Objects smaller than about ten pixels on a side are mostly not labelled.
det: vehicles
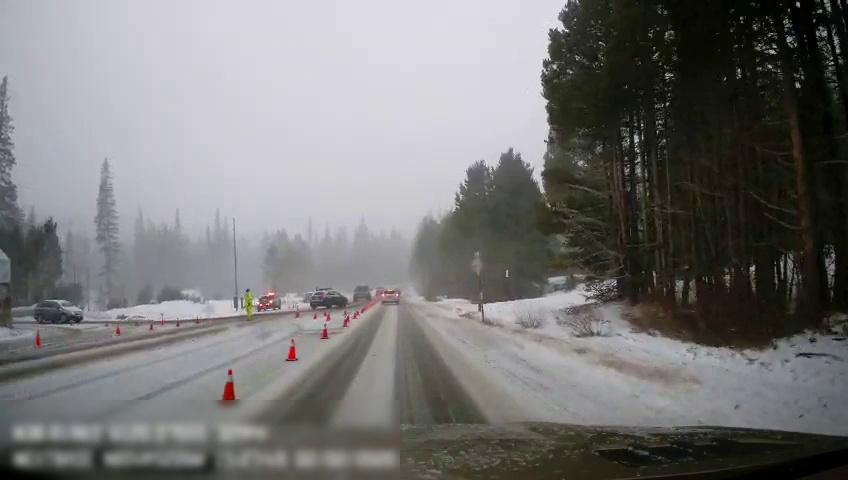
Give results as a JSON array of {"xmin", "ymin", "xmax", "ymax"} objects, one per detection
[
  {"xmin": 380, "ymin": 288, "xmax": 401, "ymax": 305},
  {"xmin": 256, "ymin": 294, "xmax": 282, "ymax": 312},
  {"xmin": 309, "ymin": 287, "xmax": 350, "ymax": 311},
  {"xmin": 33, "ymin": 299, "xmax": 84, "ymax": 324},
  {"xmin": 353, "ymin": 285, "xmax": 373, "ymax": 302},
  {"xmin": 303, "ymin": 291, "xmax": 317, "ymax": 303},
  {"xmin": 374, "ymin": 286, "xmax": 387, "ymax": 296}
]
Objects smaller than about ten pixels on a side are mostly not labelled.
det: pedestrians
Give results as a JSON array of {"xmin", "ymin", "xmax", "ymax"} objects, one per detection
[{"xmin": 244, "ymin": 288, "xmax": 253, "ymax": 321}]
